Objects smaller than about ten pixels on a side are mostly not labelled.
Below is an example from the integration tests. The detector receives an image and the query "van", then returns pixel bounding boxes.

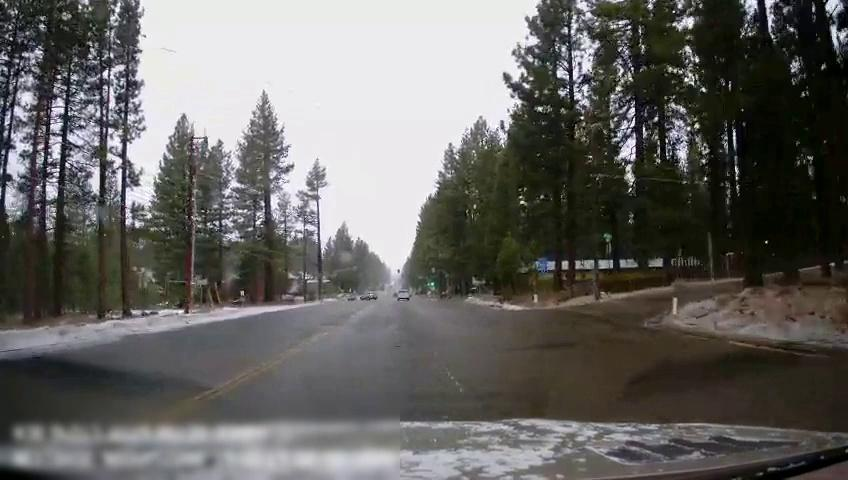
[396,288,411,301]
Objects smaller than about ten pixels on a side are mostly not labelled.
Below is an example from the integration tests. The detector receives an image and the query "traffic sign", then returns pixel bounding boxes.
[537,255,549,274]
